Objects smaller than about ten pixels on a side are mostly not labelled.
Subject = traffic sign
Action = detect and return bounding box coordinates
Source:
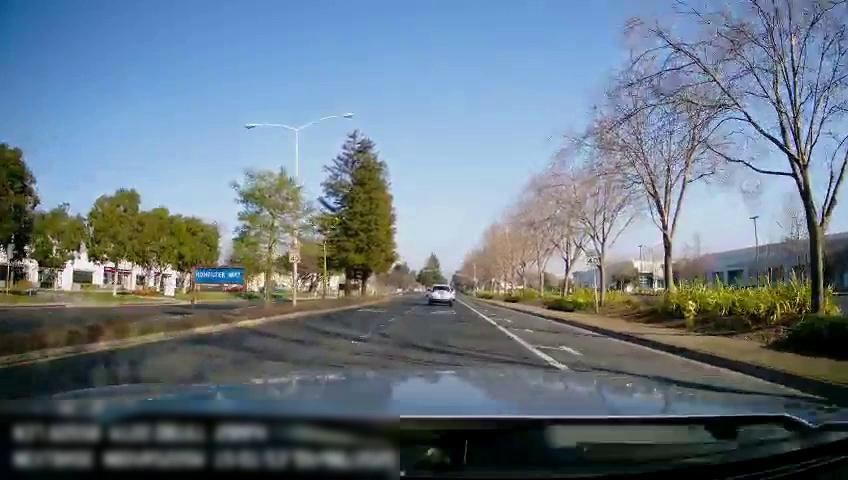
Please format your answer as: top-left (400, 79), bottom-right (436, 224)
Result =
top-left (288, 248), bottom-right (300, 262)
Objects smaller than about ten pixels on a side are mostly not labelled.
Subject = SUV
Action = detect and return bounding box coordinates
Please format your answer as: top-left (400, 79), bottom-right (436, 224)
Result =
top-left (428, 284), bottom-right (456, 307)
